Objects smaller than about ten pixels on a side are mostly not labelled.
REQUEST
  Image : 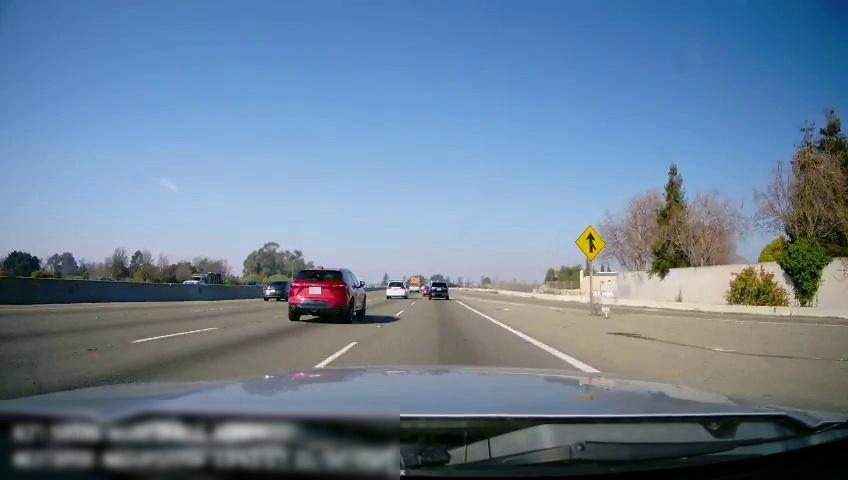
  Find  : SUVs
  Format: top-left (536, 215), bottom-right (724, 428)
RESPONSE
top-left (385, 280), bottom-right (409, 300)
top-left (288, 268), bottom-right (368, 325)
top-left (426, 280), bottom-right (450, 301)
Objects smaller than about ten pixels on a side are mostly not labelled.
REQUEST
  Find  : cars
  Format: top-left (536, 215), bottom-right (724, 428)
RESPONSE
top-left (261, 280), bottom-right (291, 301)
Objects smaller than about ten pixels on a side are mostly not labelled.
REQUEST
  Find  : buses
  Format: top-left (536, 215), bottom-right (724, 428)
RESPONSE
top-left (181, 272), bottom-right (223, 286)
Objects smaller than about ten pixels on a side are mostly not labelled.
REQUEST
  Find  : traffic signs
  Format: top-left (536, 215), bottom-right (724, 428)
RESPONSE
top-left (575, 224), bottom-right (606, 263)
